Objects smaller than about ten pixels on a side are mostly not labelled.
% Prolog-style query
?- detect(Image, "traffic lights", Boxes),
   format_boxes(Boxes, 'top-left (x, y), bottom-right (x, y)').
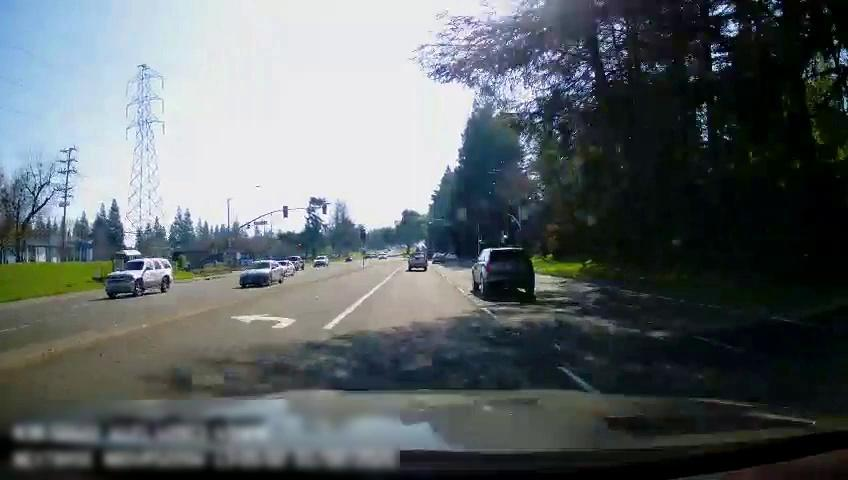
top-left (322, 204), bottom-right (327, 215)
top-left (501, 233), bottom-right (510, 244)
top-left (281, 204), bottom-right (290, 219)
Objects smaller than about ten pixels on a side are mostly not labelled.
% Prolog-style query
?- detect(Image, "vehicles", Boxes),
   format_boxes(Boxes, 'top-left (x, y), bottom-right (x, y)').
top-left (431, 252), bottom-right (445, 264)
top-left (103, 258), bottom-right (173, 299)
top-left (377, 252), bottom-right (388, 261)
top-left (313, 255), bottom-right (329, 267)
top-left (408, 252), bottom-right (429, 272)
top-left (240, 259), bottom-right (285, 287)
top-left (471, 246), bottom-right (536, 300)
top-left (284, 255), bottom-right (305, 271)
top-left (277, 259), bottom-right (296, 277)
